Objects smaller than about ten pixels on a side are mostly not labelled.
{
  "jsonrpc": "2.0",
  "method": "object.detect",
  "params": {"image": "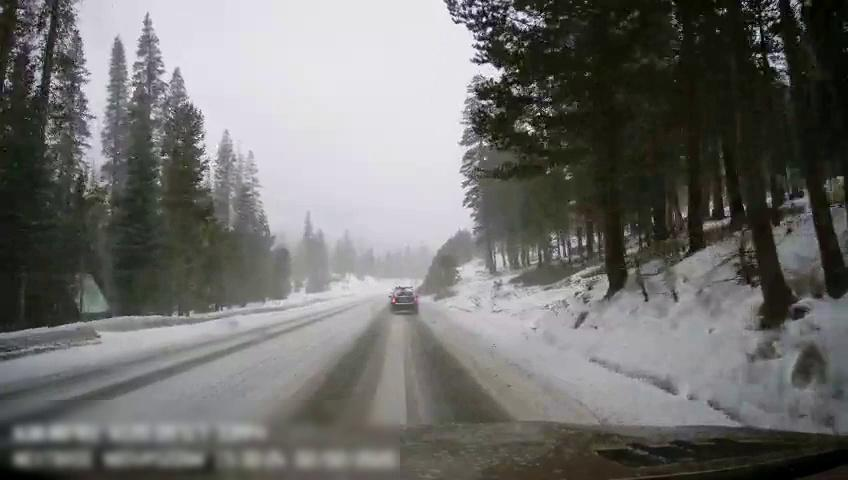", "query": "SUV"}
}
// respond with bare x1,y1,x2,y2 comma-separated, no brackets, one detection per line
388,285,419,314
